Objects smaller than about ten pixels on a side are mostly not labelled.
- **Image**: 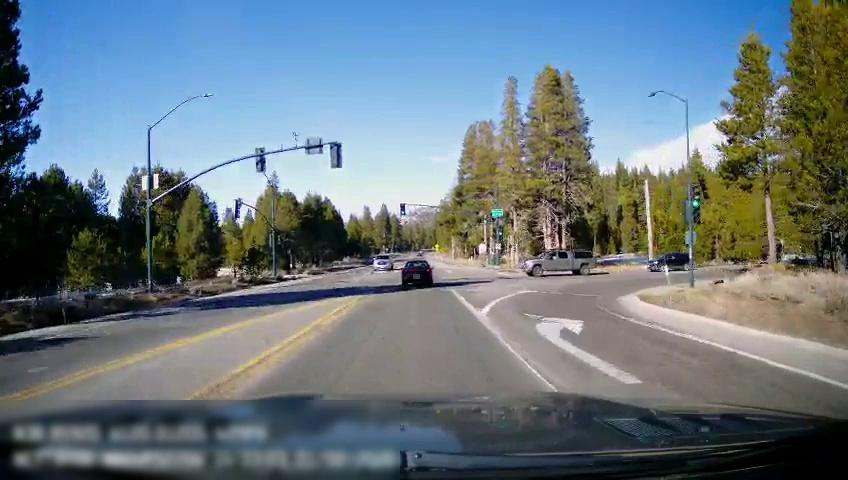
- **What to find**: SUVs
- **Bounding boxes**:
[373,255,394,272]
[646,252,695,273]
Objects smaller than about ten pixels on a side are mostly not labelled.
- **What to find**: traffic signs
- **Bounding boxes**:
[305,135,324,156]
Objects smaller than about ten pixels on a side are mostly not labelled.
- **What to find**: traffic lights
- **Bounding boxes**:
[693,199,704,225]
[254,147,267,173]
[329,141,343,168]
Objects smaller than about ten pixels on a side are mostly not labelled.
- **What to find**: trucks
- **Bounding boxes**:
[520,248,595,278]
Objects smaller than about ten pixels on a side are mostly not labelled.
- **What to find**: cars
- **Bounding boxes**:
[401,260,434,286]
